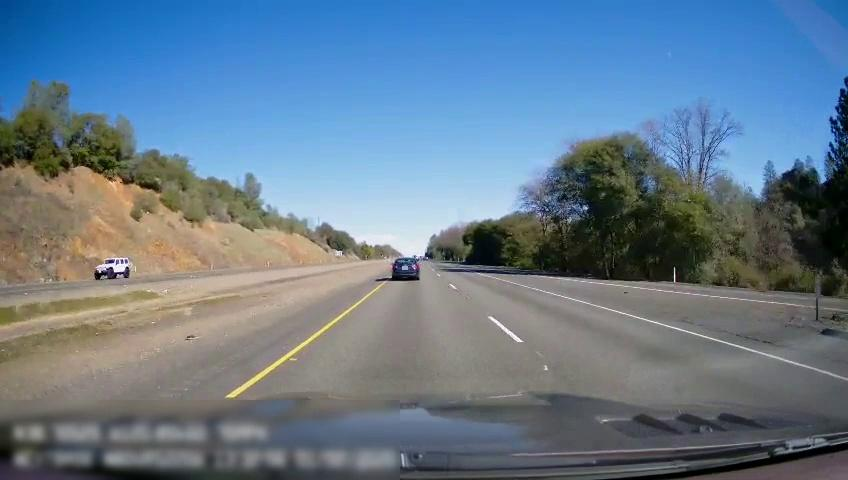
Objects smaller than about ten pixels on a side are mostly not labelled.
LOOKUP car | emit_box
[390,257,422,282]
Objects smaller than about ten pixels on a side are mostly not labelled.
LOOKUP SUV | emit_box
[94,257,131,280]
